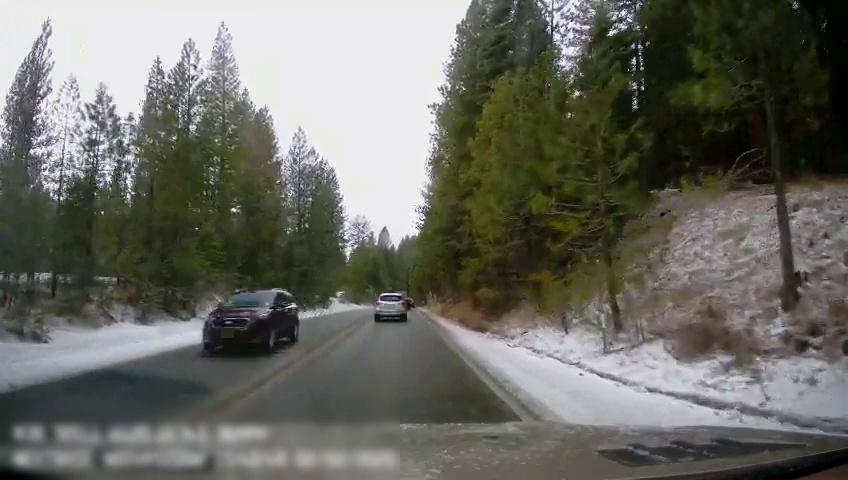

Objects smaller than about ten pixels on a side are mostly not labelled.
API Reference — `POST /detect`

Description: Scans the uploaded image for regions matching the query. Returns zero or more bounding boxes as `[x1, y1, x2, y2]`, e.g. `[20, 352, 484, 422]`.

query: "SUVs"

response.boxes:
[374, 292, 408, 321]
[202, 288, 301, 353]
